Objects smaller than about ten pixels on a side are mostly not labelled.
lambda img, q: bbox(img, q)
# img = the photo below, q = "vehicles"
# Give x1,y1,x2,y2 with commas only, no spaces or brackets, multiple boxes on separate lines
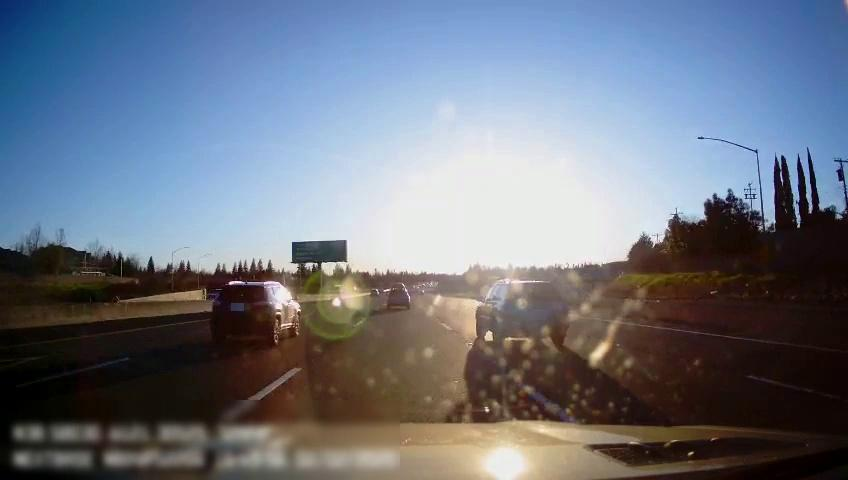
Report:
386,284,411,311
206,288,222,301
474,281,571,348
209,282,302,347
